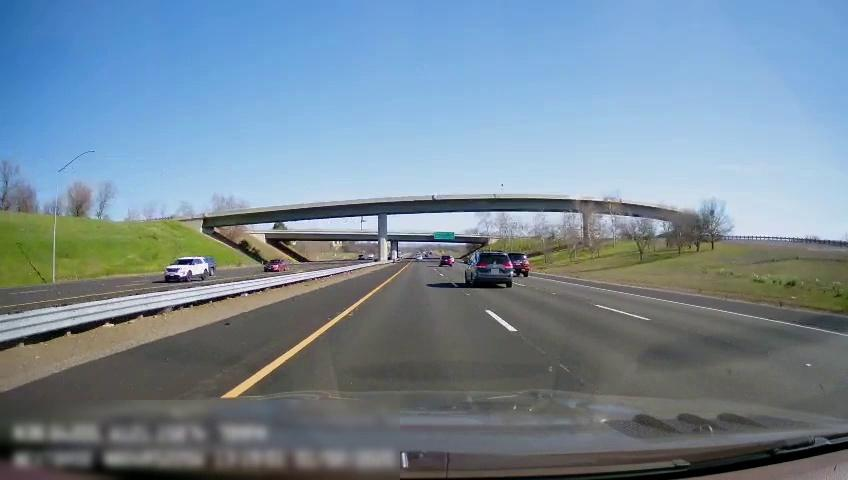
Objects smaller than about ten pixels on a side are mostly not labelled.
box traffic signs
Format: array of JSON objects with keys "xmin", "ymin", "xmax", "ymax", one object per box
[{"xmin": 432, "ymin": 231, "xmax": 455, "ymax": 241}]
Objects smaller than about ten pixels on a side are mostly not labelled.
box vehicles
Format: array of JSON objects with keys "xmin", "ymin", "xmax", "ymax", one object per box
[
  {"xmin": 206, "ymin": 257, "xmax": 217, "ymax": 277},
  {"xmin": 439, "ymin": 255, "xmax": 453, "ymax": 267},
  {"xmin": 464, "ymin": 251, "xmax": 513, "ymax": 288},
  {"xmin": 507, "ymin": 252, "xmax": 529, "ymax": 278},
  {"xmin": 264, "ymin": 258, "xmax": 289, "ymax": 273},
  {"xmin": 163, "ymin": 257, "xmax": 209, "ymax": 283}
]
